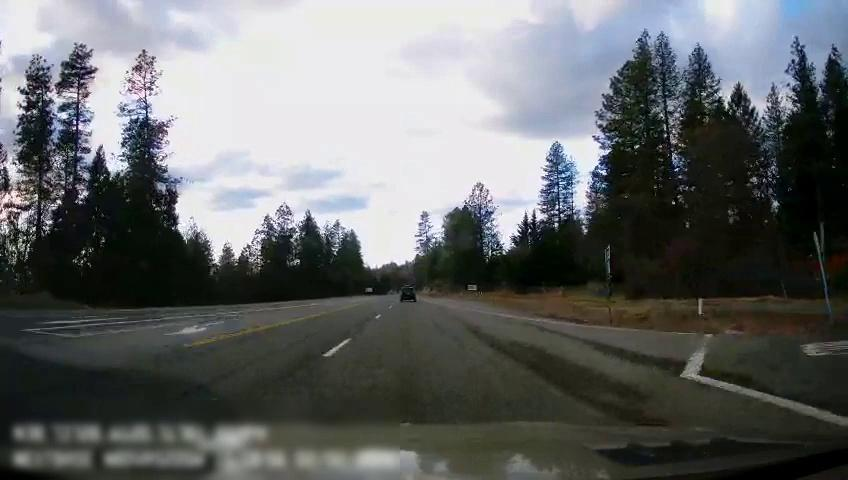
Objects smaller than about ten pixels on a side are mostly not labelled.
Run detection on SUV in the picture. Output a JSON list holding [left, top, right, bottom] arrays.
[[399, 287, 417, 303]]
